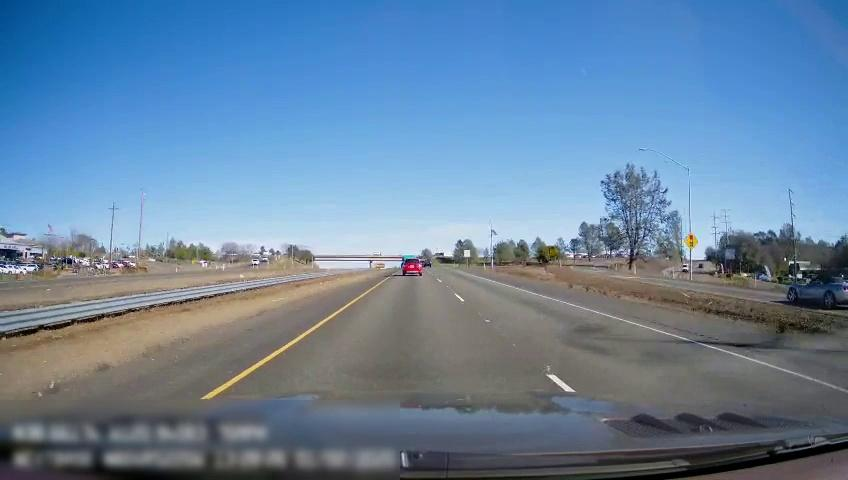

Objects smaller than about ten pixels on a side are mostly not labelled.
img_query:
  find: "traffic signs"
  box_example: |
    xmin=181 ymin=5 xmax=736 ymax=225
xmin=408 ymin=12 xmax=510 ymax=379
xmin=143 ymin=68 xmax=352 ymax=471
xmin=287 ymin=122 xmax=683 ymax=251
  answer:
xmin=546 ymin=244 xmax=560 ymax=257
xmin=400 ymin=255 xmax=416 ymax=262
xmin=688 ymin=232 xmax=695 ymax=247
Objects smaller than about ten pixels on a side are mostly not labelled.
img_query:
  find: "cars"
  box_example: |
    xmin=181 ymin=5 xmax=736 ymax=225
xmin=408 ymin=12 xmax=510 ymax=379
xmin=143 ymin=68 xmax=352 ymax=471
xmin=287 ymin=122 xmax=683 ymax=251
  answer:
xmin=784 ymin=270 xmax=848 ymax=311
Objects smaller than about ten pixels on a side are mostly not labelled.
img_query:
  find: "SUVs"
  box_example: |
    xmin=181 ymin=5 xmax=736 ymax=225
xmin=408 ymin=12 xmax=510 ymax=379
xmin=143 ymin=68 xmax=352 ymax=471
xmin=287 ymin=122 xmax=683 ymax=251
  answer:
xmin=401 ymin=257 xmax=424 ymax=275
